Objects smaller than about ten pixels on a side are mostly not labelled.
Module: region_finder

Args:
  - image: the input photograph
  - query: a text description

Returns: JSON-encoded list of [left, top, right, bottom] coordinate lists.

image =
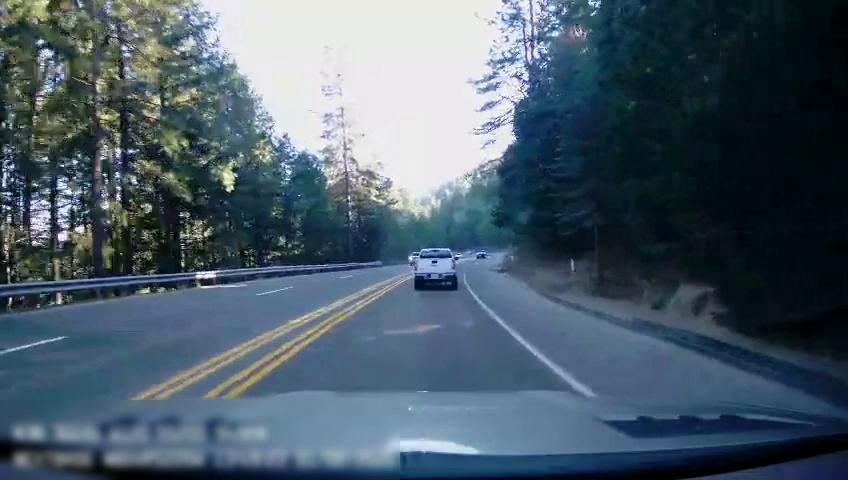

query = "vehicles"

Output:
[[414, 247, 459, 291], [407, 251, 423, 267]]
